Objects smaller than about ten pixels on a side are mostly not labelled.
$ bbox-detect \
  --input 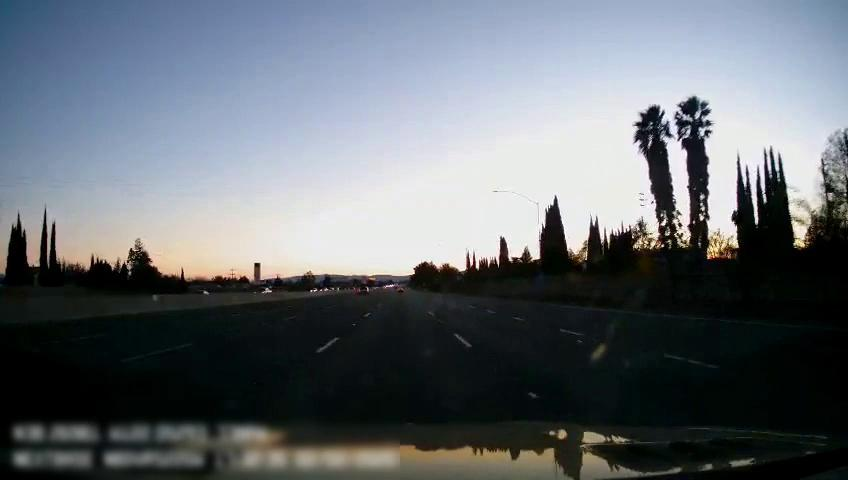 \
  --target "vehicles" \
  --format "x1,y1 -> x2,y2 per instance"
253,287 -> 273,295
193,290 -> 209,295
358,286 -> 369,295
